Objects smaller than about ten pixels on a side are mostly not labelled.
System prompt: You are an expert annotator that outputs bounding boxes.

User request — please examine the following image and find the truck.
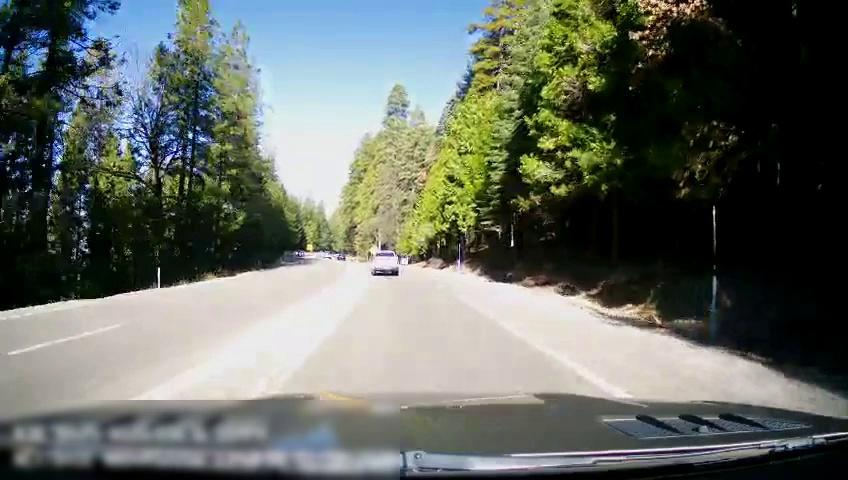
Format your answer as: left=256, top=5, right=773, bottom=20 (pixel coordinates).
left=367, top=249, right=401, bottom=277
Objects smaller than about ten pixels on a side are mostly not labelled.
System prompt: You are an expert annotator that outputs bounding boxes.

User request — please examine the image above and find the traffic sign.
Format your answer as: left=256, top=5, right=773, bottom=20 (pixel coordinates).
left=368, top=244, right=379, bottom=256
